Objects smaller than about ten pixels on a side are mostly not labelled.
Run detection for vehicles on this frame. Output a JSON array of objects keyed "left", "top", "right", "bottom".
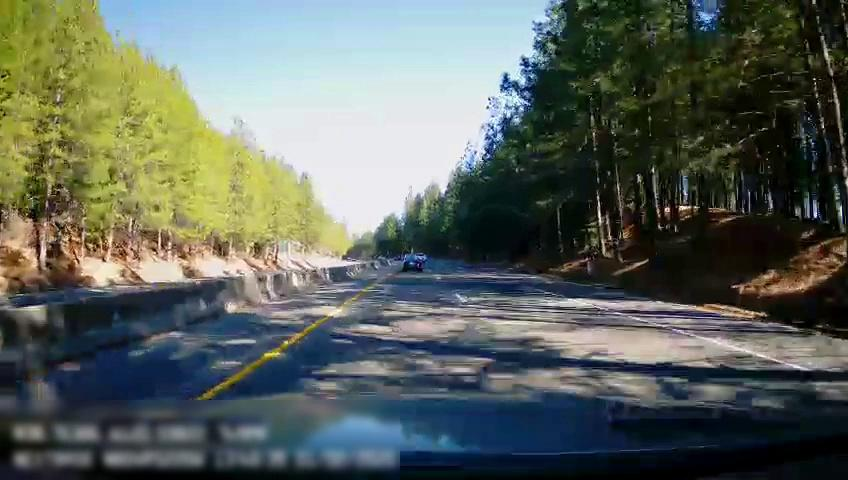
[
  {"left": 415, "top": 254, "right": 427, "bottom": 264},
  {"left": 400, "top": 255, "right": 423, "bottom": 272}
]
